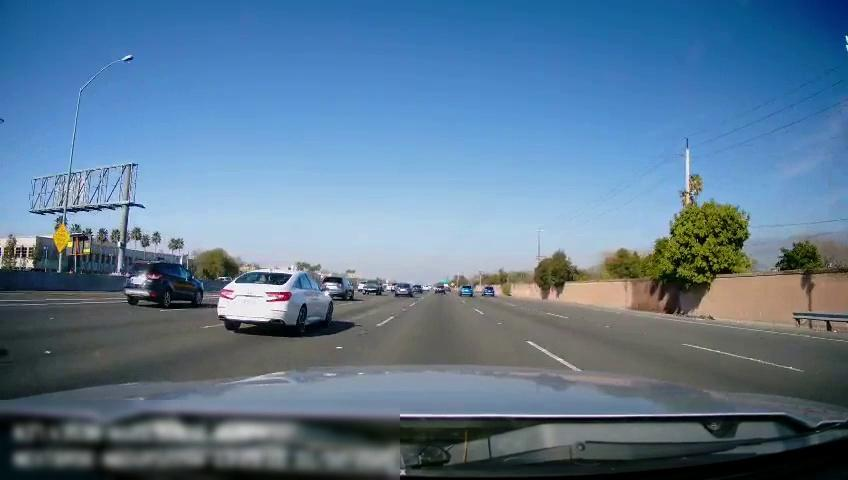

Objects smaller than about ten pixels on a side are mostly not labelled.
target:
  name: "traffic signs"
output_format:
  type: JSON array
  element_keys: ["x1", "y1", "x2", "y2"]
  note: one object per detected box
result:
[{"x1": 52, "y1": 224, "x2": 70, "y2": 252}]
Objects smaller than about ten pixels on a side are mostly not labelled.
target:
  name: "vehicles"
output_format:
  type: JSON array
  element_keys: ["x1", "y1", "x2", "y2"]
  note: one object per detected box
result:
[
  {"x1": 481, "y1": 286, "x2": 495, "y2": 297},
  {"x1": 215, "y1": 269, "x2": 334, "y2": 335},
  {"x1": 434, "y1": 286, "x2": 446, "y2": 295},
  {"x1": 459, "y1": 285, "x2": 473, "y2": 297},
  {"x1": 390, "y1": 282, "x2": 399, "y2": 293},
  {"x1": 319, "y1": 276, "x2": 355, "y2": 301},
  {"x1": 394, "y1": 282, "x2": 414, "y2": 298},
  {"x1": 409, "y1": 284, "x2": 423, "y2": 294},
  {"x1": 122, "y1": 261, "x2": 206, "y2": 309},
  {"x1": 362, "y1": 280, "x2": 382, "y2": 296},
  {"x1": 212, "y1": 276, "x2": 233, "y2": 281},
  {"x1": 357, "y1": 281, "x2": 371, "y2": 292}
]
